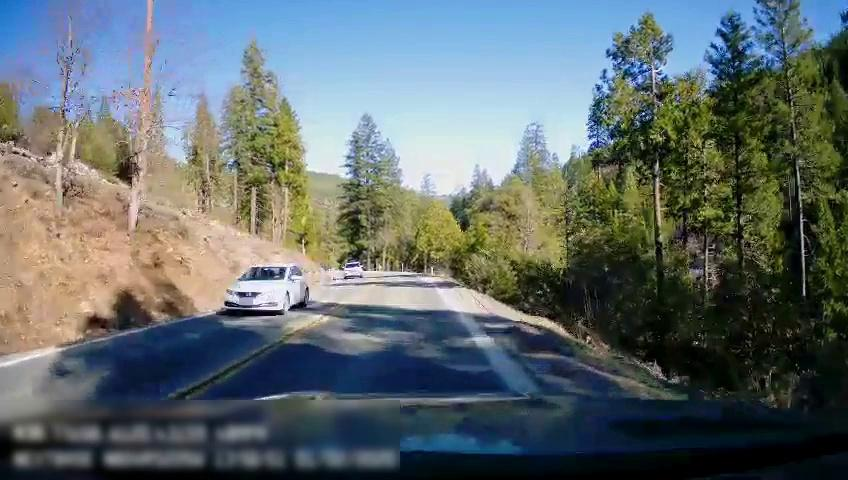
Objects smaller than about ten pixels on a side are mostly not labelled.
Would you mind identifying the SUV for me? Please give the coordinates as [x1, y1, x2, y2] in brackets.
[342, 261, 364, 279]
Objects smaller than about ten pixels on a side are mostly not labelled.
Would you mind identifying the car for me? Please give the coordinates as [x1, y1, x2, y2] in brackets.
[221, 264, 310, 316]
